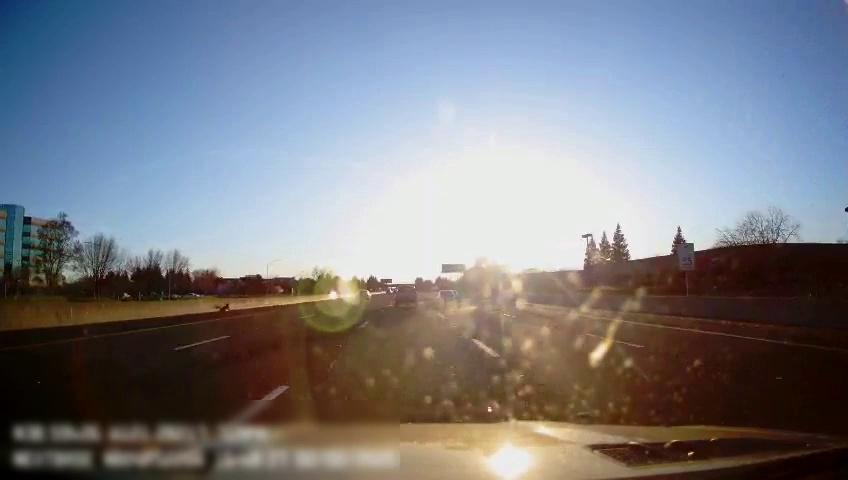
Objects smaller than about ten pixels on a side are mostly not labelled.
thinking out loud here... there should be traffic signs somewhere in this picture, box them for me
[676,243,697,271]
[381,279,392,283]
[441,264,465,274]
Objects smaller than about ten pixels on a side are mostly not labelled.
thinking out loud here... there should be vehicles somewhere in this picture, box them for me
[396,286,417,305]
[356,289,370,301]
[427,290,441,302]
[443,291,456,302]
